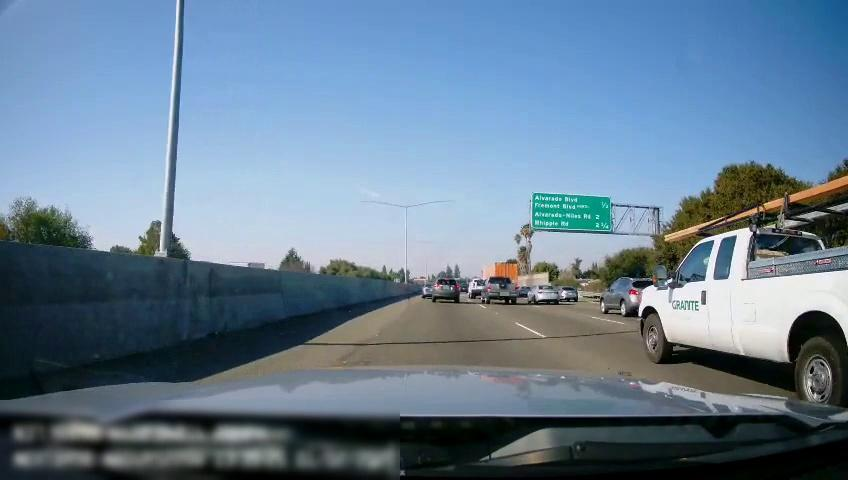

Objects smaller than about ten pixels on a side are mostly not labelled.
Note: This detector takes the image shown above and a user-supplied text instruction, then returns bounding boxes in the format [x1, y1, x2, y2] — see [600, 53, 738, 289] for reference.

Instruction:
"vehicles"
[557, 285, 579, 303]
[488, 263, 518, 280]
[637, 174, 848, 410]
[459, 279, 469, 293]
[467, 278, 483, 300]
[526, 282, 560, 306]
[598, 277, 655, 318]
[518, 285, 530, 298]
[431, 277, 461, 304]
[480, 276, 517, 305]
[232, 261, 265, 269]
[421, 281, 433, 299]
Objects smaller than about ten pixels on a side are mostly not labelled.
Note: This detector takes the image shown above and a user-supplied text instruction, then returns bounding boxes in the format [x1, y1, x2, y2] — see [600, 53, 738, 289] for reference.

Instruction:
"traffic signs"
[529, 191, 614, 235]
